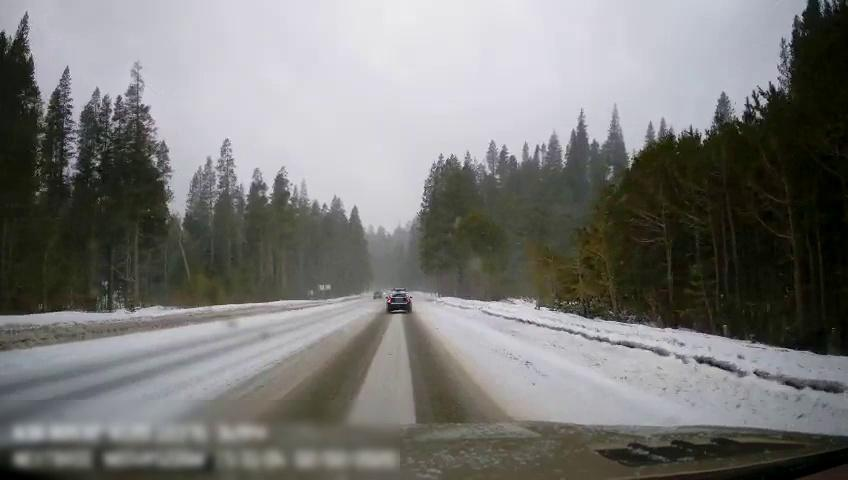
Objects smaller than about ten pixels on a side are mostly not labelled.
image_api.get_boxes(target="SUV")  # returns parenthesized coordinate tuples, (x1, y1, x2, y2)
(386, 287, 413, 314)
